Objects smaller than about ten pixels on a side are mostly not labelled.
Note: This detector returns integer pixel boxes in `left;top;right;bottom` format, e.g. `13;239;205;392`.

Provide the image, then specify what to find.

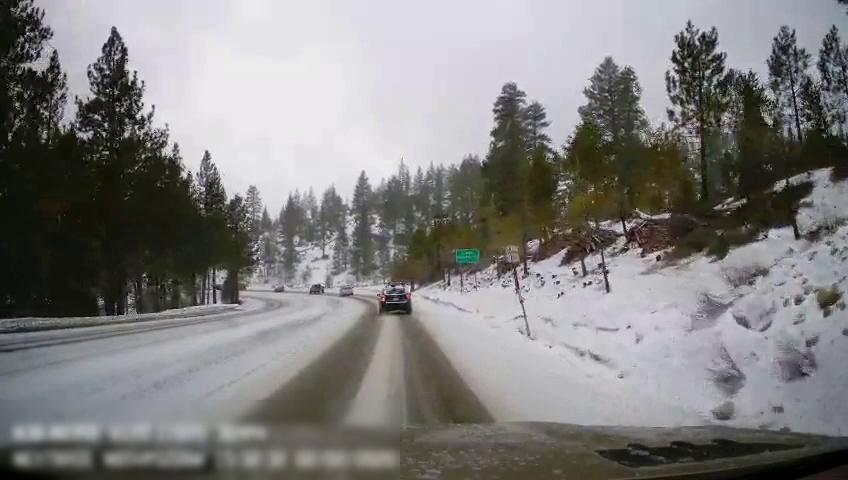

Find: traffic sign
455;248;481;264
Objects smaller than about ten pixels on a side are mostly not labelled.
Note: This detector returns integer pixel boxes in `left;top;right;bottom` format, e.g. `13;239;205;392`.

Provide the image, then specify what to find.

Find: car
376;283;412;315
